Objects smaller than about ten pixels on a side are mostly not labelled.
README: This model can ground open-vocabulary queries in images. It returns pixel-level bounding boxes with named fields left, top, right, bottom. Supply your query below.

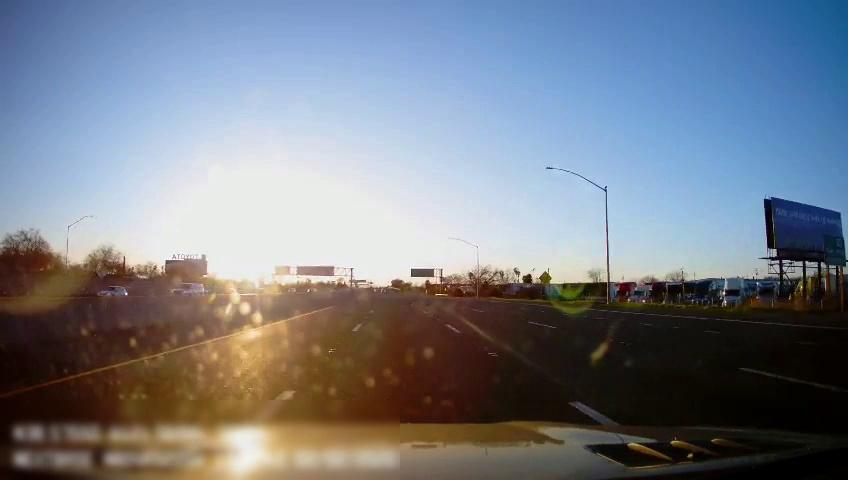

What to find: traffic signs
left=410, top=268, right=434, bottom=277
left=539, top=271, right=552, bottom=285
left=823, top=233, right=847, bottom=267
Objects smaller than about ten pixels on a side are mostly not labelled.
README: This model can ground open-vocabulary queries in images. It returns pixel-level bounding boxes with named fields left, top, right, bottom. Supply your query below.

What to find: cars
left=97, top=286, right=128, bottom=298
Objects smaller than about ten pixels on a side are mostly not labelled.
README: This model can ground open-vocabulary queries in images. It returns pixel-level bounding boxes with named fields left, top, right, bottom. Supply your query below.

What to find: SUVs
left=170, top=283, right=205, bottom=297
